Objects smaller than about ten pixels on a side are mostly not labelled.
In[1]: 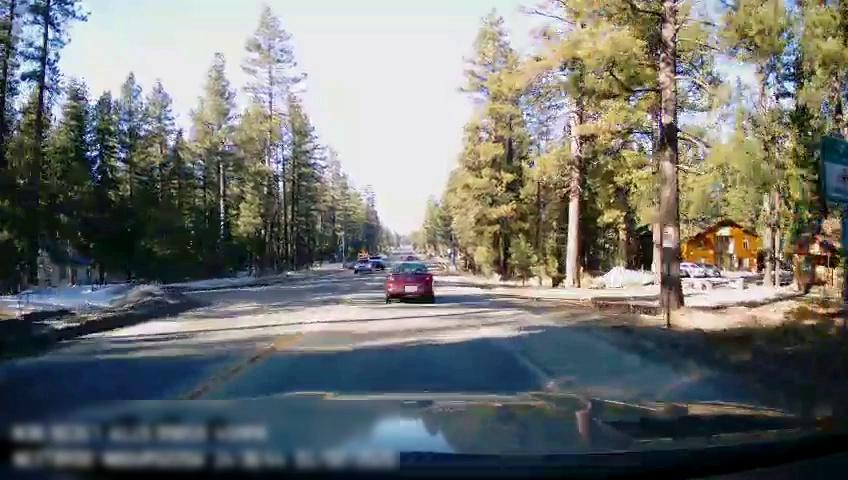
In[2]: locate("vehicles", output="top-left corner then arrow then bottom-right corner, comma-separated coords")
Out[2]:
352,257 -> 375,275
384,260 -> 435,304
688,263 -> 720,280
679,263 -> 689,278
369,254 -> 385,270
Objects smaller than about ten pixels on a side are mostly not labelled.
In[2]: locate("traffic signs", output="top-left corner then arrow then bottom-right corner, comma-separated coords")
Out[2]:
818,133 -> 848,202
